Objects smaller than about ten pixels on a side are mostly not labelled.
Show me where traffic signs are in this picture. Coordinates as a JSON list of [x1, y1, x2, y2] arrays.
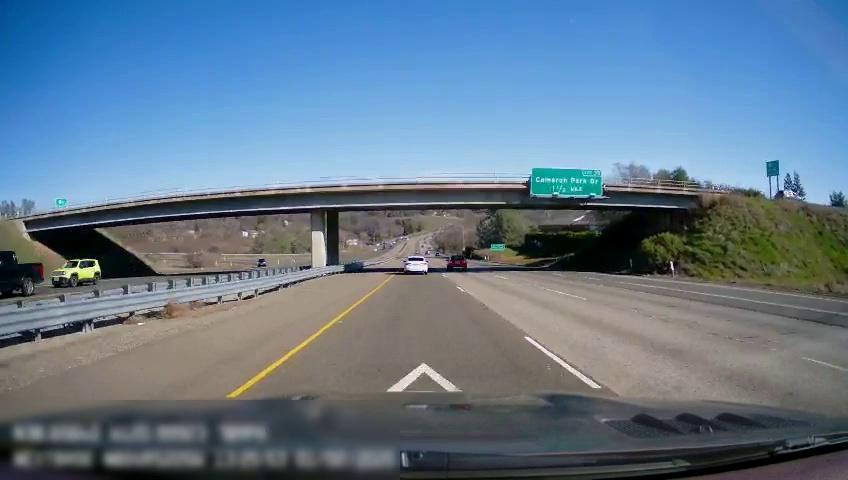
[[530, 167, 602, 198], [54, 198, 68, 209], [490, 243, 505, 251]]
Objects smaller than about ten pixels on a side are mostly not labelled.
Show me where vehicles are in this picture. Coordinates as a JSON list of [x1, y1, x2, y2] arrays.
[[0, 250, 45, 296], [49, 258, 102, 290], [403, 256, 428, 274], [773, 189, 799, 203], [446, 256, 468, 273]]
